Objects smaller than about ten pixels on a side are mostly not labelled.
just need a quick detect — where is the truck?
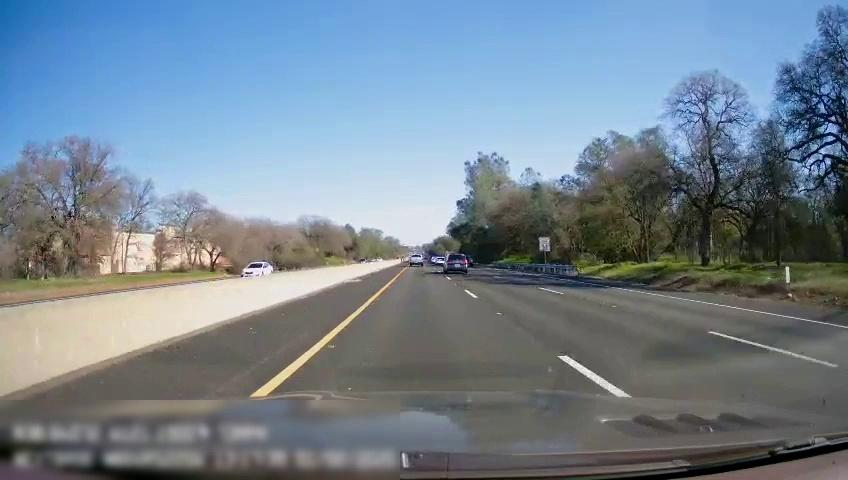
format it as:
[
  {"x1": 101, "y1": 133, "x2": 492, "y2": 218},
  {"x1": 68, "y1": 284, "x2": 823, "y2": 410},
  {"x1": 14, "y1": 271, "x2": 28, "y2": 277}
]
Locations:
[{"x1": 409, "y1": 254, "x2": 423, "y2": 267}]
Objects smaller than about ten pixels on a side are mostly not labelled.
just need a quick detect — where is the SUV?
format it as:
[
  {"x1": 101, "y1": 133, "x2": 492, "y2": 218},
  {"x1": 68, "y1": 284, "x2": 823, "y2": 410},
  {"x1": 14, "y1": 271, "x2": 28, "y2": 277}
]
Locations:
[{"x1": 443, "y1": 254, "x2": 469, "y2": 275}]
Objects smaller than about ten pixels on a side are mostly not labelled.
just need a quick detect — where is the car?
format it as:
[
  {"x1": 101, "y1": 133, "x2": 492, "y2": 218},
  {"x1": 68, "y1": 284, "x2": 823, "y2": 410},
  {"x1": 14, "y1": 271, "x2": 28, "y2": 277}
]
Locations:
[{"x1": 241, "y1": 261, "x2": 273, "y2": 278}]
